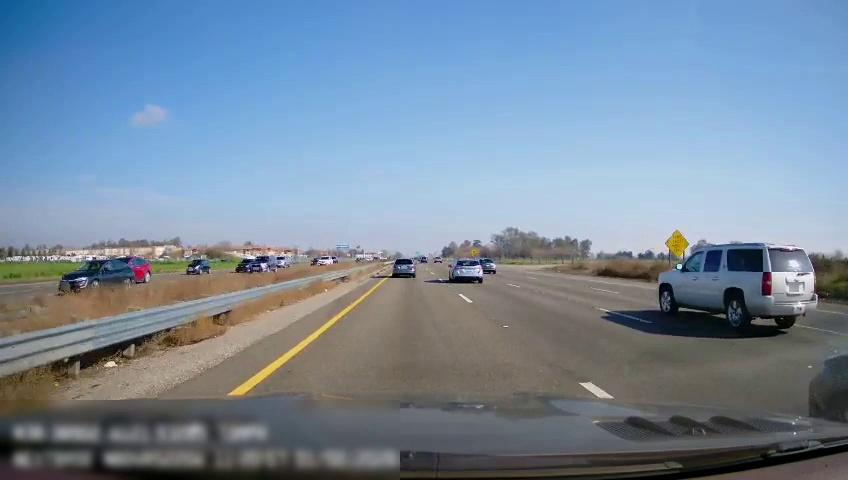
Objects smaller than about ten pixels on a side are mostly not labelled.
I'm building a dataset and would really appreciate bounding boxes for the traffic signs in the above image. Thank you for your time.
[664,229,690,257]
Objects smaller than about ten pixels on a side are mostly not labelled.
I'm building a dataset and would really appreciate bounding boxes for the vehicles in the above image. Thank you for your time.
[185,259,213,276]
[316,255,334,267]
[477,257,497,275]
[275,255,291,269]
[57,259,137,298]
[806,354,848,426]
[447,258,484,284]
[330,256,339,265]
[658,242,819,333]
[235,258,255,273]
[390,258,416,279]
[310,257,321,267]
[247,254,279,274]
[113,255,153,285]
